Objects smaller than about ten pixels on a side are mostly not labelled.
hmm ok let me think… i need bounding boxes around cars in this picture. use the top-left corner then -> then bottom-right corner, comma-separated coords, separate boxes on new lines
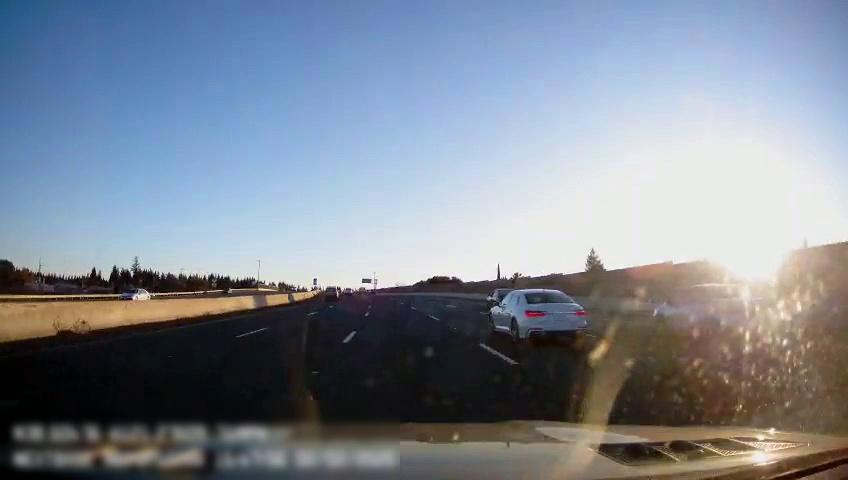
486,289 -> 586,348
485,289 -> 514,311
119,288 -> 150,301
652,283 -> 756,340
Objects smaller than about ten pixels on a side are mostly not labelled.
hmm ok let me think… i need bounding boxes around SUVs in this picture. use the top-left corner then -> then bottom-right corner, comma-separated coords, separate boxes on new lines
324,287 -> 339,300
